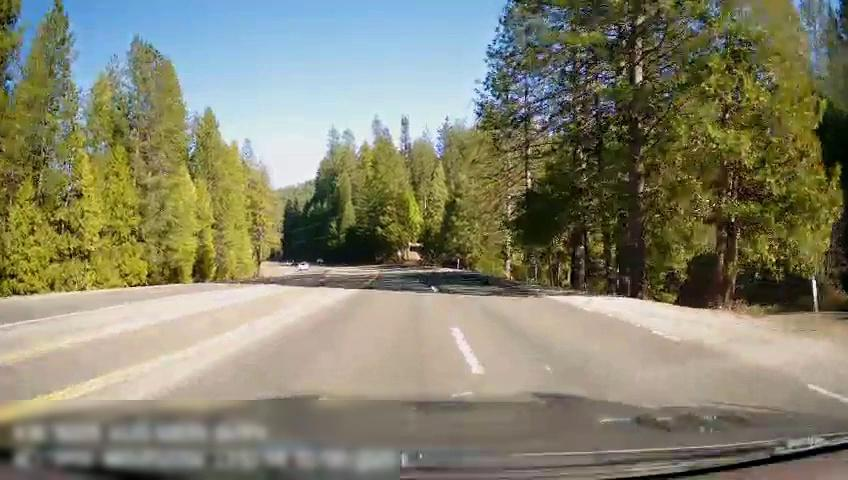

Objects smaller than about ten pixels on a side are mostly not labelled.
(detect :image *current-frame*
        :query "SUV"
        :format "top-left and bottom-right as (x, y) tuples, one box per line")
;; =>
(297, 261), (311, 272)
